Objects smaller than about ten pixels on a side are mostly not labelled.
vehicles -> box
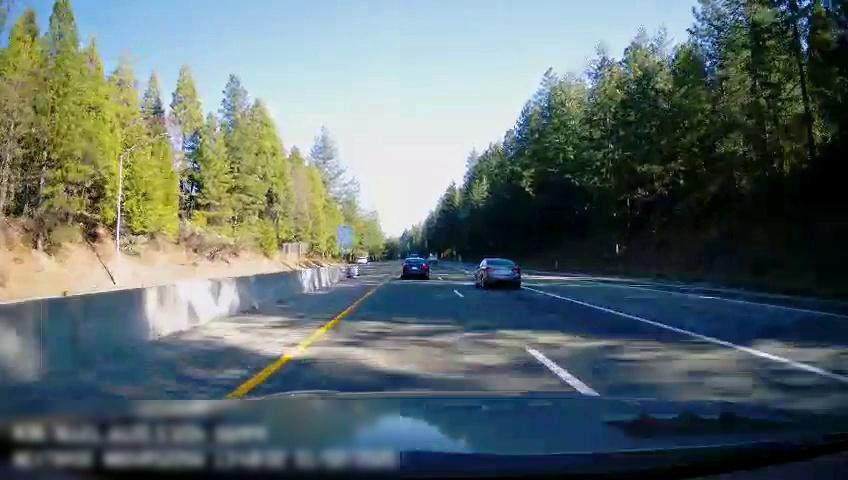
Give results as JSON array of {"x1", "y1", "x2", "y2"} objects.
[
  {"x1": 356, "y1": 256, "x2": 369, "y2": 266},
  {"x1": 400, "y1": 256, "x2": 431, "y2": 280},
  {"x1": 472, "y1": 257, "x2": 522, "y2": 290}
]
